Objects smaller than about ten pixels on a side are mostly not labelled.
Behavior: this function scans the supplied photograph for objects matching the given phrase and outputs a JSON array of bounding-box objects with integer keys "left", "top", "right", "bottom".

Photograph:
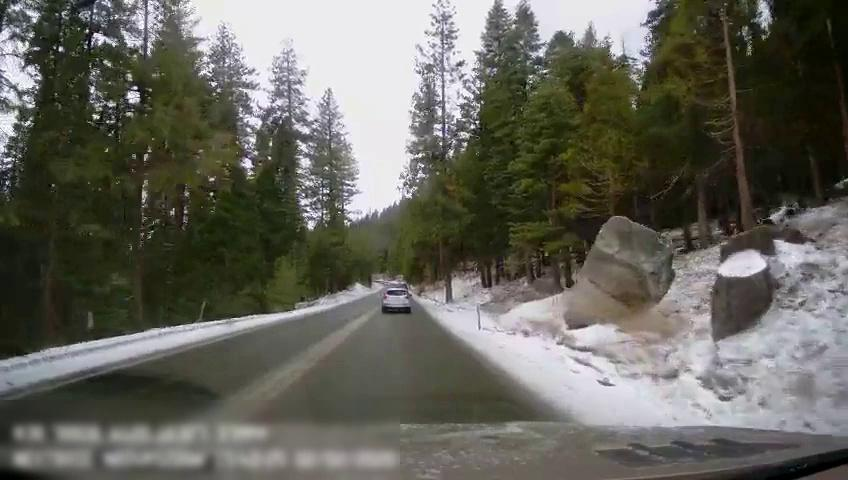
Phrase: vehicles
[
  {"left": 382, "top": 288, "right": 413, "bottom": 313},
  {"left": 391, "top": 284, "right": 408, "bottom": 291}
]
